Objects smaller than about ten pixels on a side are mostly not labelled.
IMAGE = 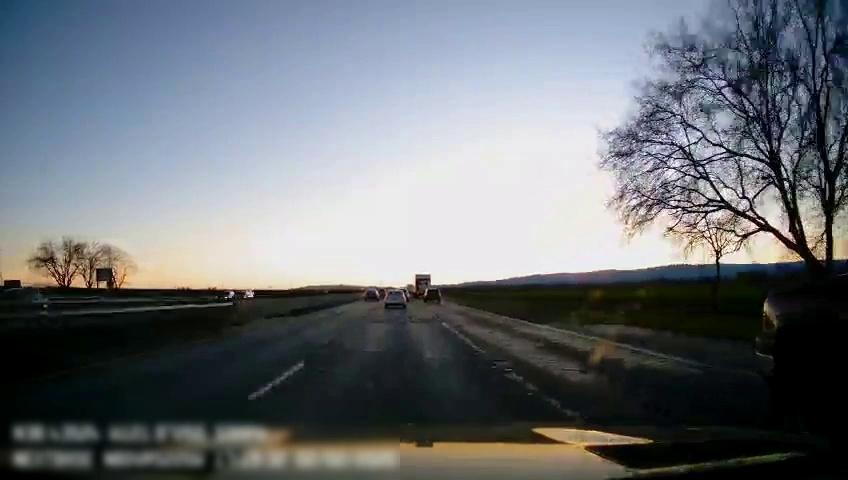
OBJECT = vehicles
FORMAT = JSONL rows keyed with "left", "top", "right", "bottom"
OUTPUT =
{"left": 363, "top": 287, "right": 380, "bottom": 301}
{"left": 412, "top": 273, "right": 431, "bottom": 299}
{"left": 215, "top": 290, "right": 236, "bottom": 303}
{"left": 0, "top": 287, "right": 49, "bottom": 313}
{"left": 395, "top": 288, "right": 410, "bottom": 303}
{"left": 423, "top": 288, "right": 442, "bottom": 303}
{"left": 751, "top": 267, "right": 848, "bottom": 436}
{"left": 231, "top": 289, "right": 255, "bottom": 302}
{"left": 384, "top": 289, "right": 407, "bottom": 308}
